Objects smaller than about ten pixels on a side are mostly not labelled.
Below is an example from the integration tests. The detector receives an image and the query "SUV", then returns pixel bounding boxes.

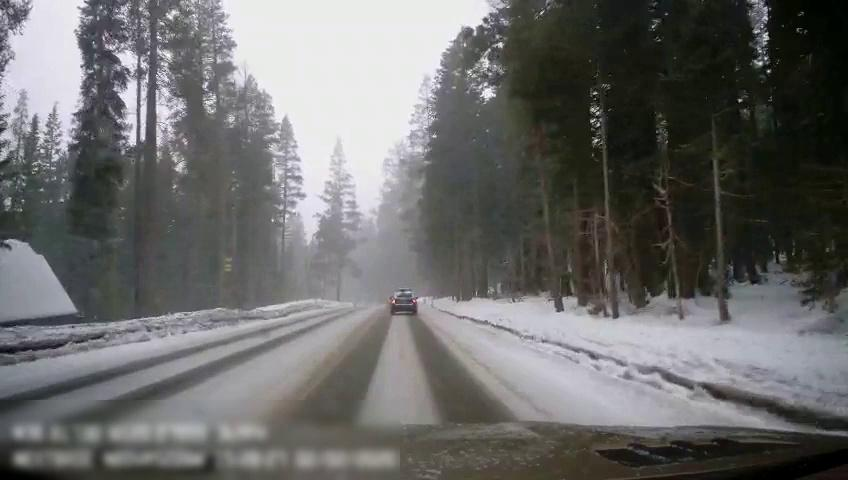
[388,287,418,316]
